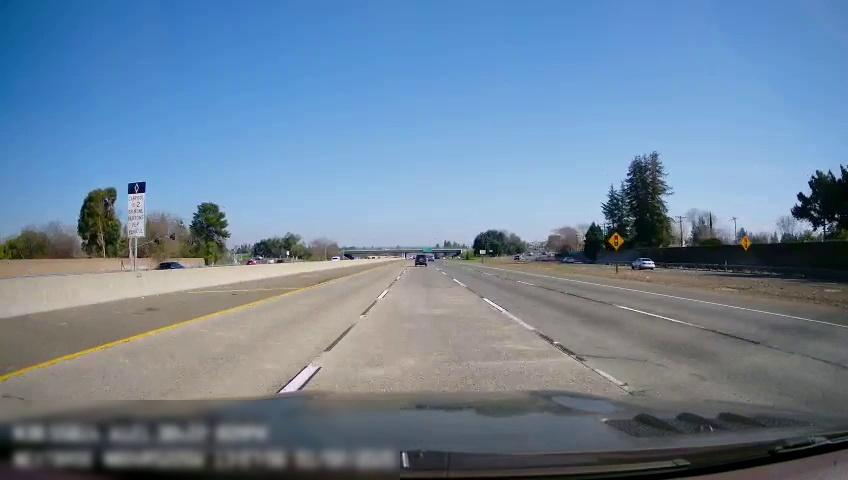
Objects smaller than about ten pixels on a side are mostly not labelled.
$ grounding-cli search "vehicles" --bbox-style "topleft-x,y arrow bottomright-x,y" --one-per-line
564,256 -> 576,264
245,259 -> 256,265
153,262 -> 185,270
631,257 -> 656,269
415,253 -> 427,266
330,256 -> 341,262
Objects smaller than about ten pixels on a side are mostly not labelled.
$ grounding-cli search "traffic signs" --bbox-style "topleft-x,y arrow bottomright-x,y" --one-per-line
740,235 -> 751,252
607,231 -> 625,252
